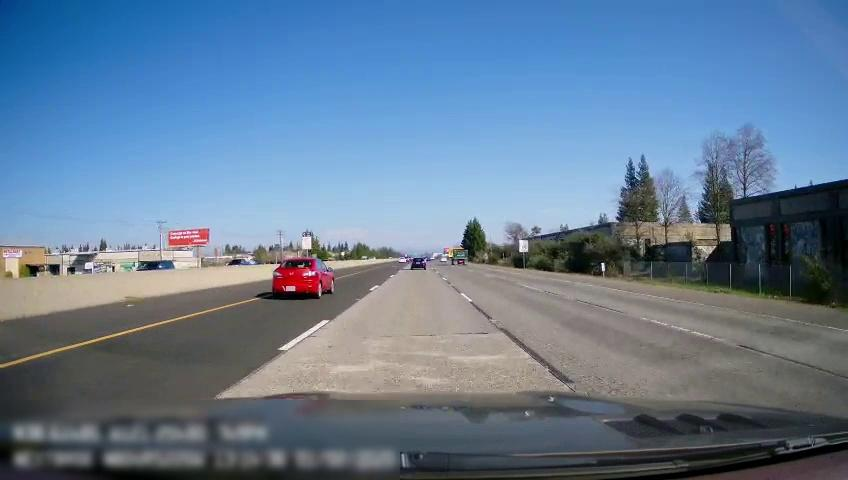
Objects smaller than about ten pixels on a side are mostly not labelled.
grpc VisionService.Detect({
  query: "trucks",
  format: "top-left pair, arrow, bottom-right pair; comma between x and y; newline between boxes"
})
450,248 -> 469,266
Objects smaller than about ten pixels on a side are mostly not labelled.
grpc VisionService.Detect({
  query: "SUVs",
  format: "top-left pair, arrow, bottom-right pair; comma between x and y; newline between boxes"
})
137,259 -> 177,273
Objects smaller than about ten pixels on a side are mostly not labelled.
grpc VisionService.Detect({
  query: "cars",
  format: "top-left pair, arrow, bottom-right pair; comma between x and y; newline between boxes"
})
409,257 -> 426,271
271,257 -> 336,301
224,258 -> 252,267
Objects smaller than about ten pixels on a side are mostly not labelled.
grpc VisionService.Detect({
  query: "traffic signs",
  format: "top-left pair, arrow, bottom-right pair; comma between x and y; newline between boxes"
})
518,239 -> 529,253
301,231 -> 313,249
